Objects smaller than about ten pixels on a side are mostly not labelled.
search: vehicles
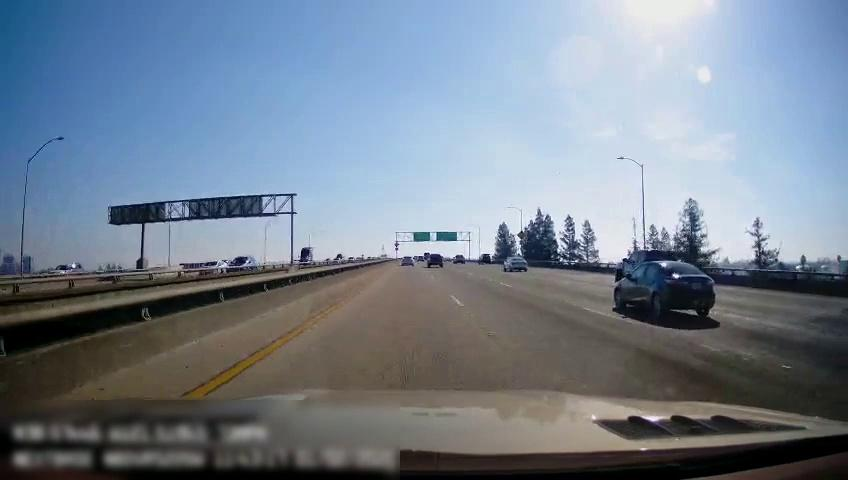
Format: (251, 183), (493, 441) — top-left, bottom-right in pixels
(502, 256), (528, 272)
(402, 256), (415, 266)
(614, 249), (680, 283)
(478, 254), (493, 265)
(199, 259), (228, 273)
(613, 260), (716, 320)
(48, 263), (83, 277)
(225, 255), (258, 273)
(298, 246), (315, 266)
(452, 254), (467, 265)
(427, 254), (443, 268)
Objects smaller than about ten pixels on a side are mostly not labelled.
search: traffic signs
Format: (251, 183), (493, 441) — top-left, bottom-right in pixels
(413, 232), (431, 242)
(188, 195), (263, 218)
(436, 232), (458, 241)
(107, 202), (166, 223)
